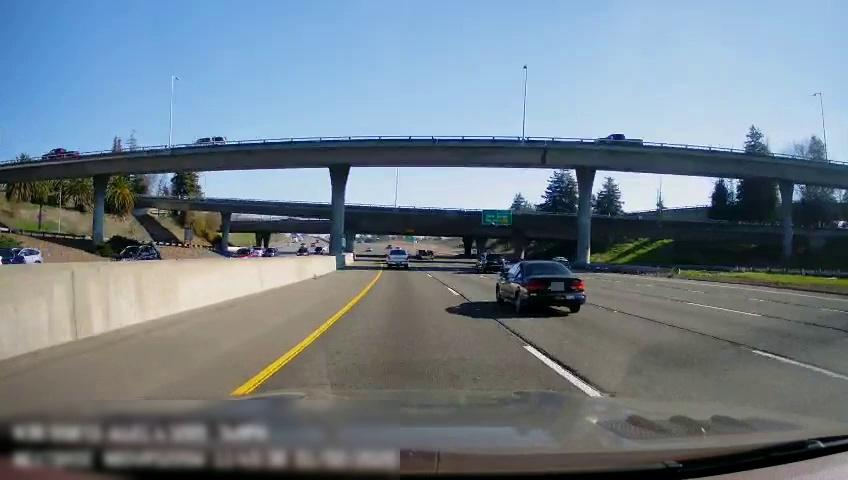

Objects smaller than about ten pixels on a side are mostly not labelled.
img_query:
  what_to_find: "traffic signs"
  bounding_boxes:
[481,209,513,226]
[183,226,194,241]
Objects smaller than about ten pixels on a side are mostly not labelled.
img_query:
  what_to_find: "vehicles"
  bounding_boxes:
[229,247,258,259]
[261,247,281,258]
[552,256,569,265]
[296,247,311,256]
[40,147,80,160]
[195,136,226,145]
[494,259,587,315]
[418,252,435,261]
[250,246,268,258]
[0,247,26,265]
[15,247,43,264]
[474,254,506,275]
[111,243,162,263]
[385,248,410,270]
